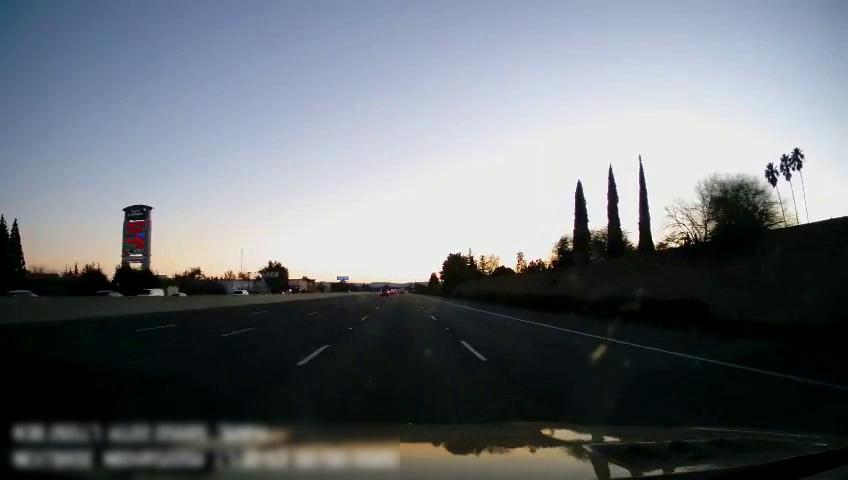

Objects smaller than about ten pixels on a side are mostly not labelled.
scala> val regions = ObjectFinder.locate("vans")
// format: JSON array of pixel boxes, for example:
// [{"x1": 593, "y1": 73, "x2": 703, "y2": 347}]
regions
[{"x1": 136, "y1": 288, "x2": 164, "y2": 298}]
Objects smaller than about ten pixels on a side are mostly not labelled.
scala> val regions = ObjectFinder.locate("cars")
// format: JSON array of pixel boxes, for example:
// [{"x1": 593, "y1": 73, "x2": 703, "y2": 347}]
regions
[
  {"x1": 0, "y1": 290, "x2": 39, "y2": 299},
  {"x1": 91, "y1": 291, "x2": 124, "y2": 298},
  {"x1": 169, "y1": 292, "x2": 187, "y2": 298}
]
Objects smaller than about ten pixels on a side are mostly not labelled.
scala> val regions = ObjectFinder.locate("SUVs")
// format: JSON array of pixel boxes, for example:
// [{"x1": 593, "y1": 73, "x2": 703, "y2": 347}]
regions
[{"x1": 231, "y1": 290, "x2": 249, "y2": 297}]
